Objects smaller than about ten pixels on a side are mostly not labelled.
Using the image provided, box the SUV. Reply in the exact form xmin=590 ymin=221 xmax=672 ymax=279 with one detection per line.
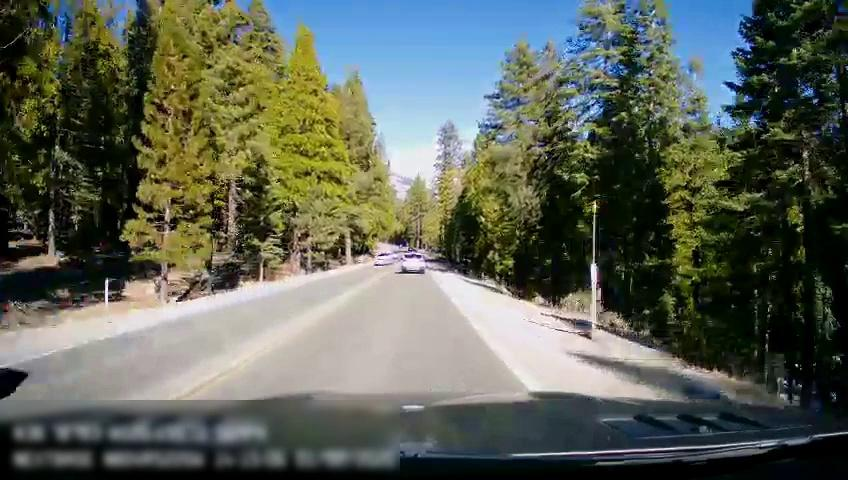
xmin=399 ymin=252 xmax=427 ymax=275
